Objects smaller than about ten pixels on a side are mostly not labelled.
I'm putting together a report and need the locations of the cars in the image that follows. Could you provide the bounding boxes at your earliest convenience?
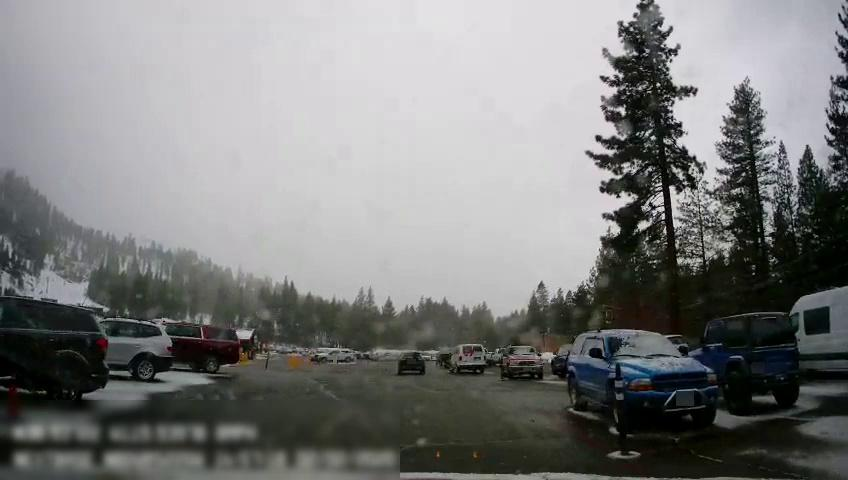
[550,344,574,376]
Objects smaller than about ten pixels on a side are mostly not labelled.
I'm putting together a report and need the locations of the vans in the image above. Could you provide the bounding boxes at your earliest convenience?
[449,344,486,375]
[790,286,848,373]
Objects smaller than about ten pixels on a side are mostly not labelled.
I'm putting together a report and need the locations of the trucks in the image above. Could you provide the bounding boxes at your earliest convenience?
[316,348,358,363]
[498,346,545,379]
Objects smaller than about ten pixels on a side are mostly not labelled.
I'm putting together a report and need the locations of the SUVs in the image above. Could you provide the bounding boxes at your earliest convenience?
[565,330,720,434]
[397,350,426,376]
[95,316,174,382]
[162,323,240,375]
[688,311,801,416]
[0,296,109,413]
